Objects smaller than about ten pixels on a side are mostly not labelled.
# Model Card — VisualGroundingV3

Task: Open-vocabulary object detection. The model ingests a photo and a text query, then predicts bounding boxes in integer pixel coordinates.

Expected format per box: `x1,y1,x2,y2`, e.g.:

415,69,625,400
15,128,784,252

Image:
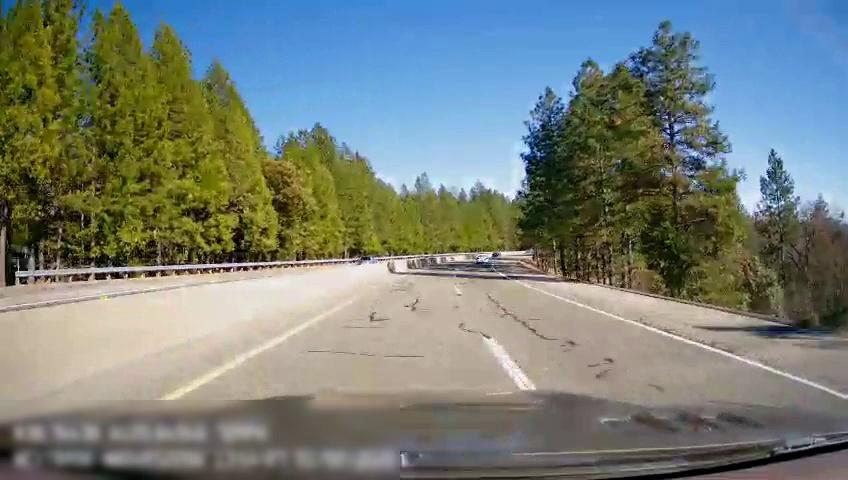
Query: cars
475,253,490,265
356,255,379,266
